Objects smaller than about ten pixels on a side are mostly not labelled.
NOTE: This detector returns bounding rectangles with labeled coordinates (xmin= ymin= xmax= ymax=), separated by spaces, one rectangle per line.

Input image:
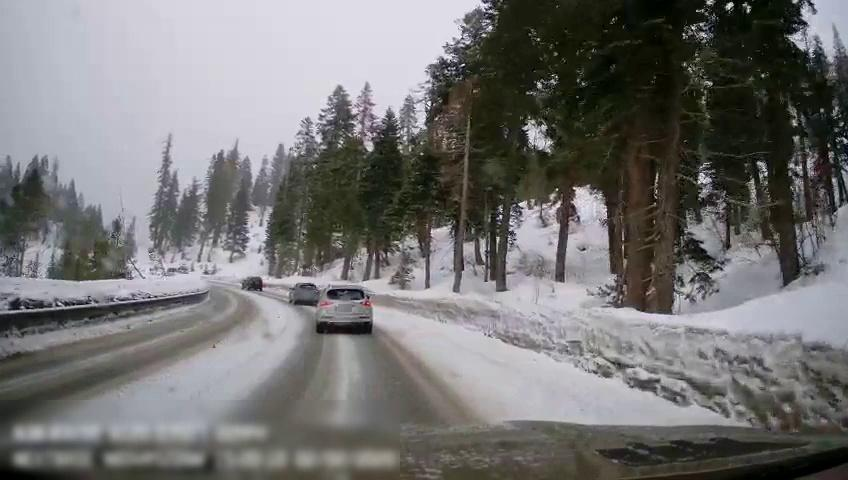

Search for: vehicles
xmin=287 ymin=282 xmax=322 ymax=306
xmin=241 ymin=274 xmax=264 ymax=291
xmin=177 ymin=266 xmax=189 ymax=275
xmin=314 ymin=286 xmax=374 ymax=335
